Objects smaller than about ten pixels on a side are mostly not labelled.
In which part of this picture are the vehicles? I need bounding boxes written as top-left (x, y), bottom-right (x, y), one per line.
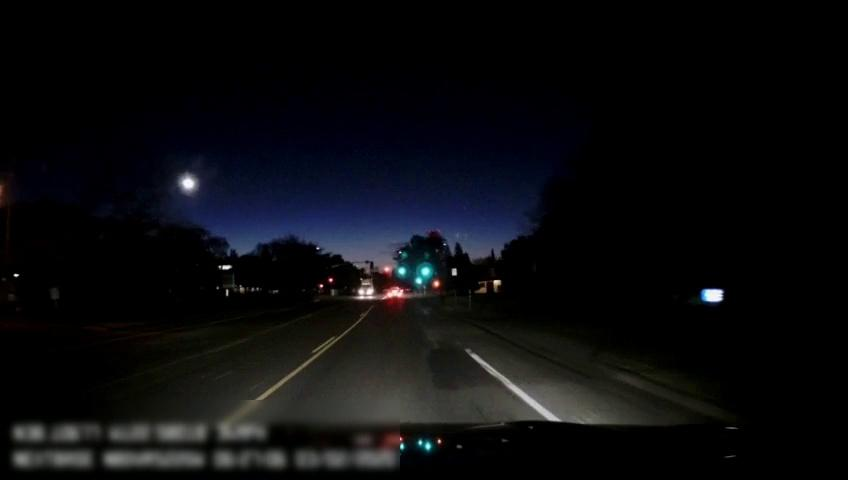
top-left (358, 279), bottom-right (377, 296)
top-left (386, 286), bottom-right (403, 300)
